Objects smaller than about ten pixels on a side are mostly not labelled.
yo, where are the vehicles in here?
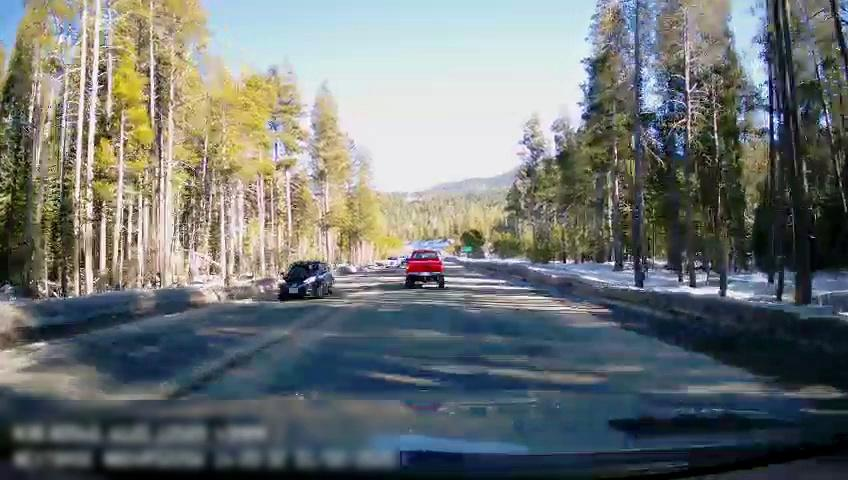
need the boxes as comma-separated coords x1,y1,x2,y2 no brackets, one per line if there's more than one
405,248,447,290
383,256,400,268
278,260,335,301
